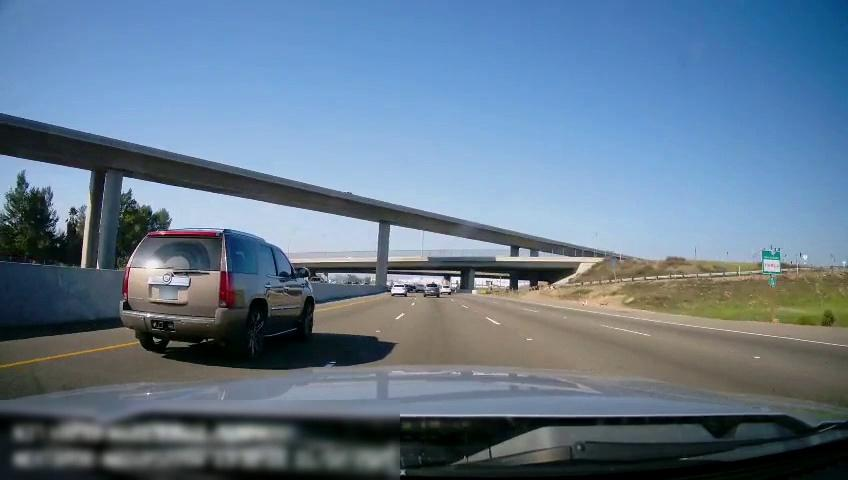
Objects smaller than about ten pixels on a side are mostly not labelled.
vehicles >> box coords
[423,283,440,299]
[415,284,425,294]
[391,283,407,297]
[119,226,316,363]
[438,284,451,295]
